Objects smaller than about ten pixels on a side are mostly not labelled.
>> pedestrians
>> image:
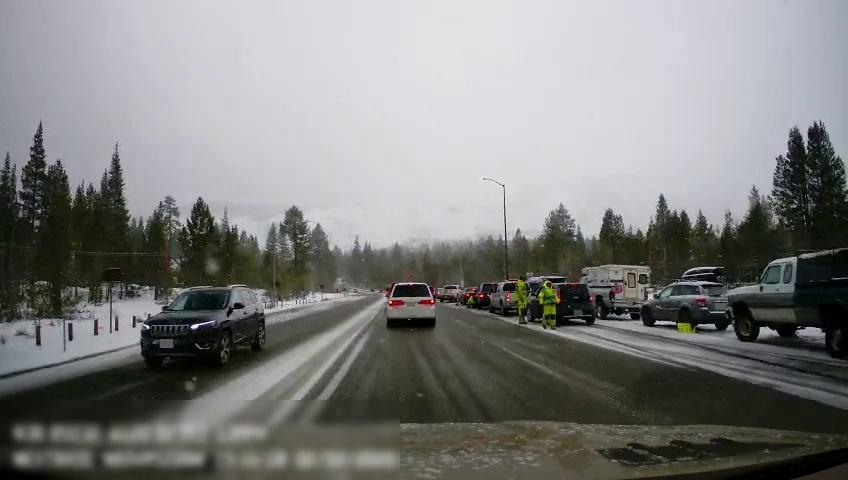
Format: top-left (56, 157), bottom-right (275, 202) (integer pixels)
top-left (538, 279), bottom-right (558, 330)
top-left (516, 276), bottom-right (528, 325)
top-left (468, 295), bottom-right (476, 308)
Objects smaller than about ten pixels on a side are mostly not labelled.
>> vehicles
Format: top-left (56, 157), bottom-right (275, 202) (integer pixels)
top-left (488, 281), bottom-right (532, 316)
top-left (437, 284), bottom-right (463, 303)
top-left (528, 276), bottom-right (568, 292)
top-left (726, 246), bottom-right (848, 360)
top-left (472, 282), bottom-right (498, 309)
top-left (639, 266), bottom-right (733, 331)
top-left (385, 282), bottom-right (437, 327)
top-left (526, 282), bottom-right (596, 327)
top-left (580, 264), bottom-right (652, 320)
top-left (429, 286), bottom-right (437, 299)
top-left (139, 283), bottom-right (267, 368)
top-left (457, 287), bottom-right (478, 306)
